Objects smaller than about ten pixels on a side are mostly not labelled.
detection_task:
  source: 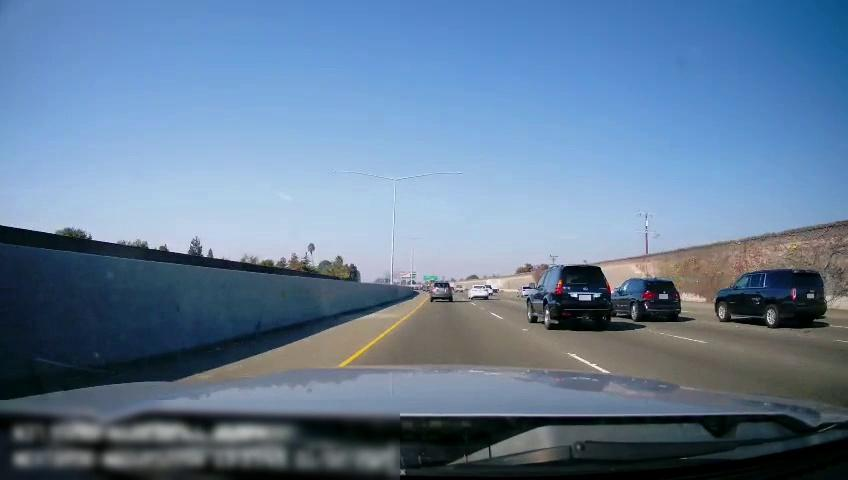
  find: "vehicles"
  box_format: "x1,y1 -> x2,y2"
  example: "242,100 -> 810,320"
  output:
609,276 -> 682,323
486,279 -> 500,293
467,284 -> 489,301
714,269 -> 828,329
483,284 -> 494,296
526,264 -> 613,331
516,286 -> 534,299
429,281 -> 454,303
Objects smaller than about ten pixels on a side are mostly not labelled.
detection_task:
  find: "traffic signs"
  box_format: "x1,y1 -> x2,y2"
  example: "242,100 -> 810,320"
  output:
400,271 -> 417,279
423,275 -> 439,281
